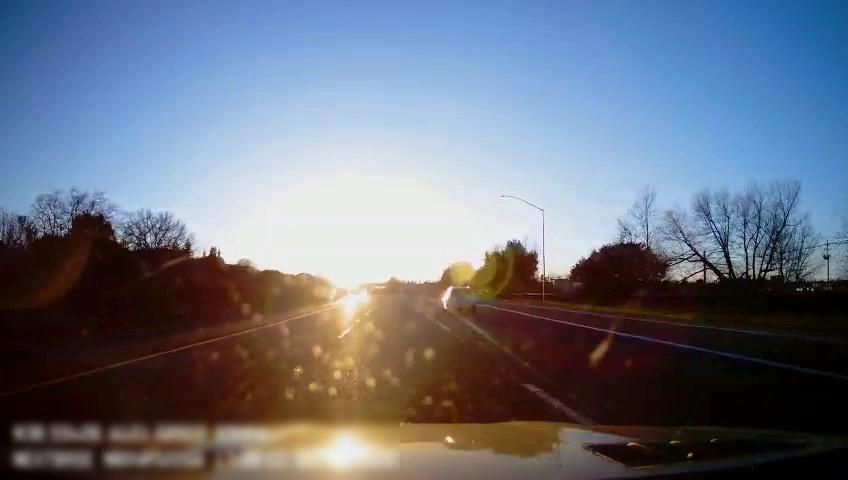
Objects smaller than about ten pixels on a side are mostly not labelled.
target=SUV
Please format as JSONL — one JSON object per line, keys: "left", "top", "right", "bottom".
{"left": 440, "top": 286, "right": 478, "bottom": 318}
